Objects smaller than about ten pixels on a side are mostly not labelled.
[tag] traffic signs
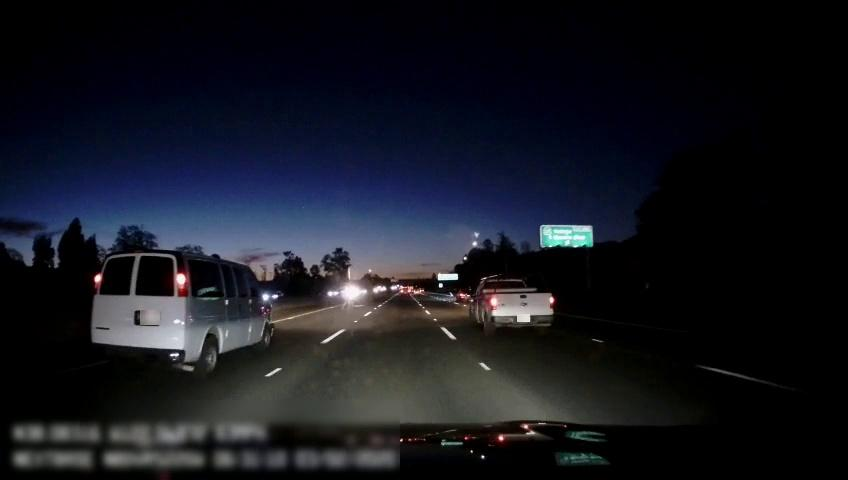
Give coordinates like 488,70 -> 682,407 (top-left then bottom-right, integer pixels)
437,273 -> 459,281
539,224 -> 594,250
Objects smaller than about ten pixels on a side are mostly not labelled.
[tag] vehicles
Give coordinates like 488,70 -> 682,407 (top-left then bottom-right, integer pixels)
326,288 -> 341,299
454,289 -> 470,304
467,274 -> 555,338
89,248 -> 275,381
267,291 -> 283,300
